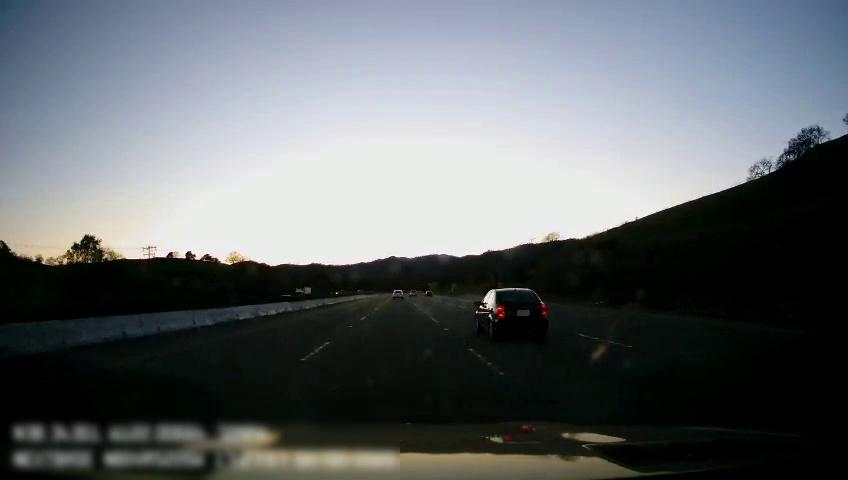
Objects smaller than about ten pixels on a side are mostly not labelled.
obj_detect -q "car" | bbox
[474,288,549,340]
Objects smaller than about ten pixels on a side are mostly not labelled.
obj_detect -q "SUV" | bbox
[392,290,404,300]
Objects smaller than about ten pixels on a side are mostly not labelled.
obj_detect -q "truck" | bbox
[294,287,311,296]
